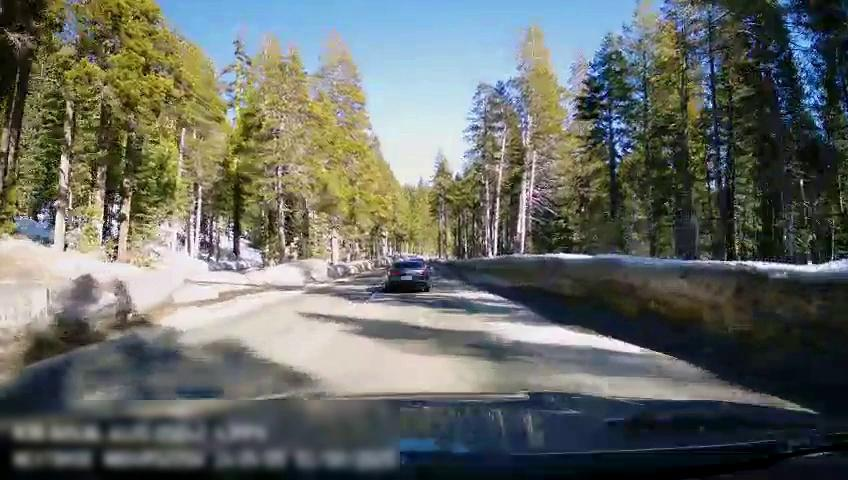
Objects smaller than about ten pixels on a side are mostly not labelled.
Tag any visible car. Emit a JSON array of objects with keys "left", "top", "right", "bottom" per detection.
[{"left": 386, "top": 259, "right": 431, "bottom": 294}]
